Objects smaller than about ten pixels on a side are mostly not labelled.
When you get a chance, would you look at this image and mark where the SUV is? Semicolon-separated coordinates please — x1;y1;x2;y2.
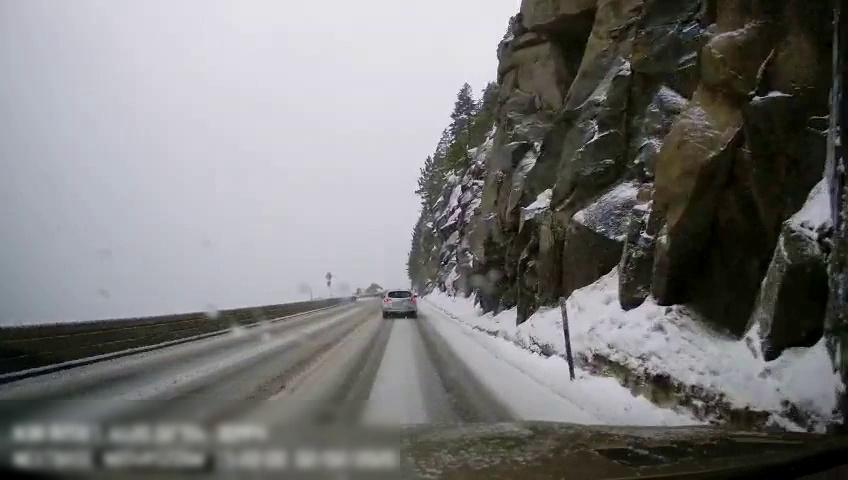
383;289;420;320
